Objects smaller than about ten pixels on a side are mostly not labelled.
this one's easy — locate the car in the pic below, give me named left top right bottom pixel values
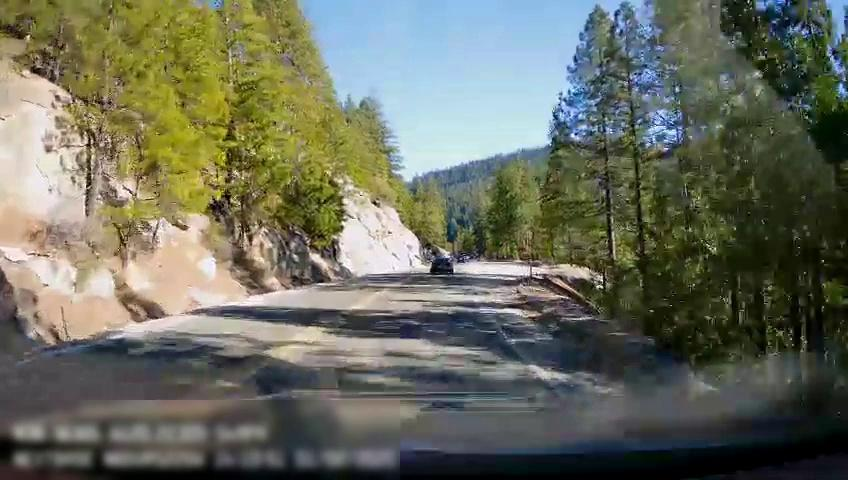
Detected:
left=430, top=256, right=454, bottom=274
